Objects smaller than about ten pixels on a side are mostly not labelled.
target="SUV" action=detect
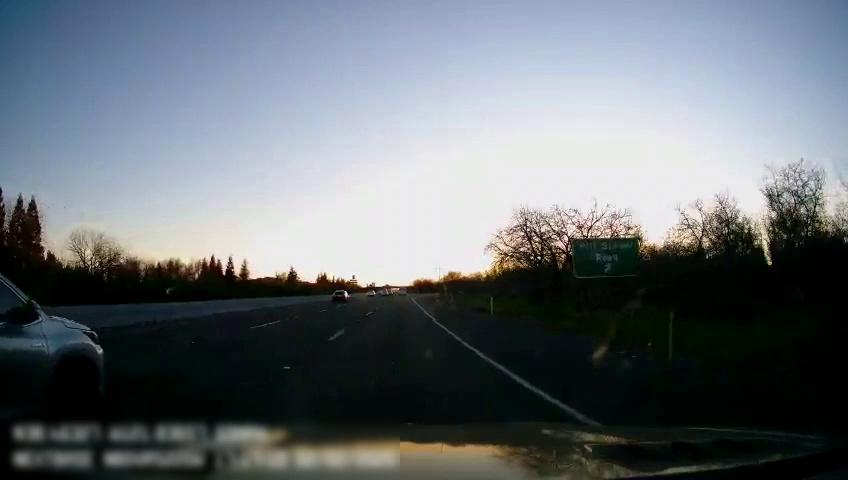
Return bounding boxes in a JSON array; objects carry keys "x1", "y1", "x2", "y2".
[{"x1": 0, "y1": 273, "x2": 107, "y2": 448}]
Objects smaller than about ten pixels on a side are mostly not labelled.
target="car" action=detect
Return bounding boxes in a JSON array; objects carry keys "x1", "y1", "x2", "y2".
[{"x1": 332, "y1": 289, "x2": 350, "y2": 303}]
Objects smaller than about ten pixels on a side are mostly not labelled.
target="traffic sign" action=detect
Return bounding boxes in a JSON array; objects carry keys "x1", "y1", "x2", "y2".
[{"x1": 571, "y1": 237, "x2": 641, "y2": 278}]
